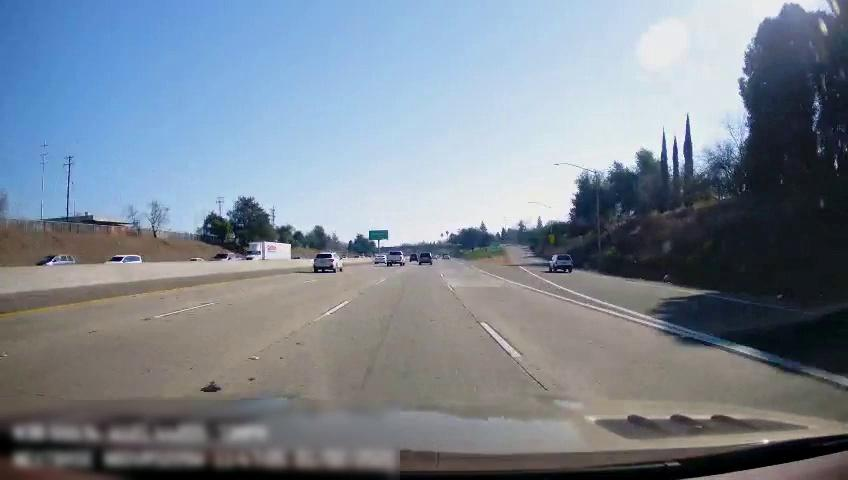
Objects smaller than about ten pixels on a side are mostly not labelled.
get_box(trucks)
[244,242,292,261]
[211,252,242,262]
[385,250,407,267]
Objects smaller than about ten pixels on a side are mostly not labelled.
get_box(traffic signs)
[369,228,390,241]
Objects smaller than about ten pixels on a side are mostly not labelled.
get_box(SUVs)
[34,255,75,267]
[417,252,433,265]
[104,255,142,264]
[312,252,346,274]
[549,253,574,274]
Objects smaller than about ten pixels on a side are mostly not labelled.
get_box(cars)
[374,254,385,265]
